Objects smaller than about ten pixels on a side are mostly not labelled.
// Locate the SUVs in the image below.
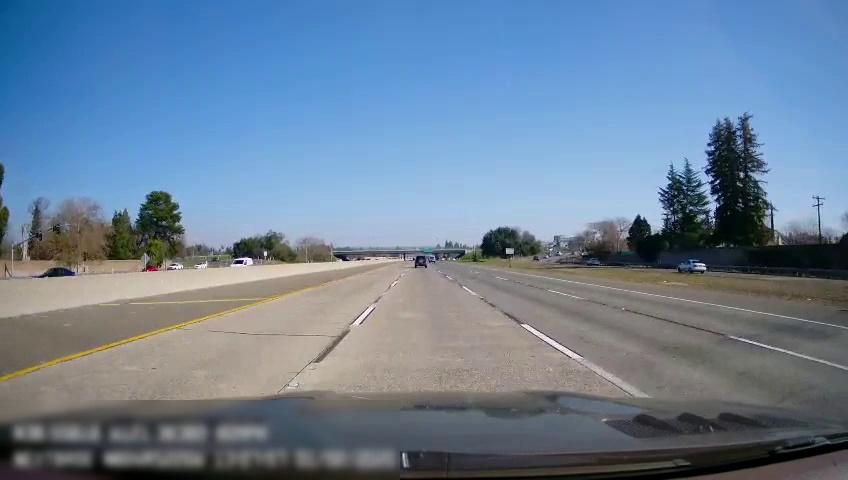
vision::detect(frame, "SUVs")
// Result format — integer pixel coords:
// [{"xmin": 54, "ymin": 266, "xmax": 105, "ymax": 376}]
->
[{"xmin": 415, "ymin": 255, "xmax": 427, "ymax": 268}]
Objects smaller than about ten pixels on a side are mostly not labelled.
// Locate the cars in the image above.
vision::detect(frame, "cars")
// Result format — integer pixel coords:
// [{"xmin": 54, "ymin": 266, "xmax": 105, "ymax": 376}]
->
[
  {"xmin": 39, "ymin": 267, "xmax": 76, "ymax": 278},
  {"xmin": 676, "ymin": 258, "xmax": 707, "ymax": 274},
  {"xmin": 193, "ymin": 262, "xmax": 208, "ymax": 269},
  {"xmin": 585, "ymin": 257, "xmax": 601, "ymax": 266},
  {"xmin": 142, "ymin": 265, "xmax": 160, "ymax": 272}
]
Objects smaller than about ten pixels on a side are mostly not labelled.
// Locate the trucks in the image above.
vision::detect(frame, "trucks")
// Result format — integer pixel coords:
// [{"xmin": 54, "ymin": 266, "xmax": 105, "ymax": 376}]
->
[{"xmin": 167, "ymin": 262, "xmax": 184, "ymax": 271}]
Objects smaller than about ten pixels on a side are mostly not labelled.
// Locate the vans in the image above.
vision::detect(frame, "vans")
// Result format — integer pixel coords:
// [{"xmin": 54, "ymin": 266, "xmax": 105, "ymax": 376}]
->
[{"xmin": 230, "ymin": 258, "xmax": 254, "ymax": 267}]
